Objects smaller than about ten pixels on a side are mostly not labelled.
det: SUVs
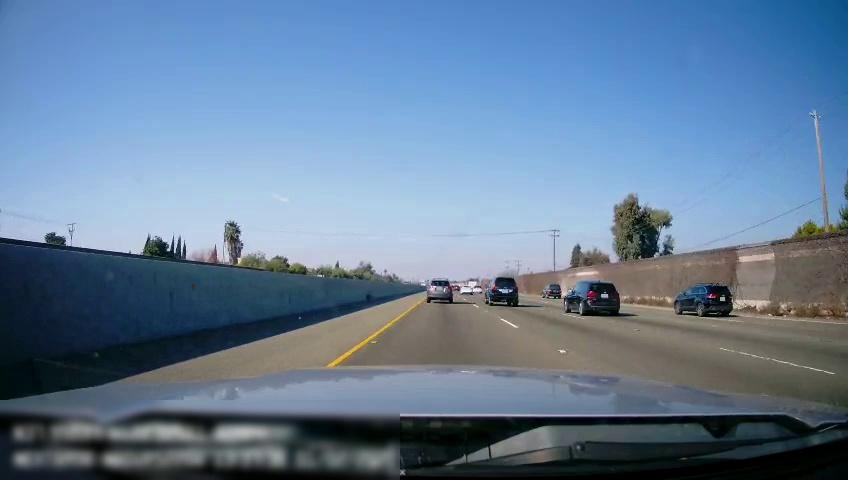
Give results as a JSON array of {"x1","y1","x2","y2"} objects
[
  {"x1": 484, "y1": 276, "x2": 519, "y2": 307},
  {"x1": 673, "y1": 282, "x2": 734, "y2": 318},
  {"x1": 426, "y1": 278, "x2": 454, "y2": 304},
  {"x1": 541, "y1": 283, "x2": 562, "y2": 299},
  {"x1": 563, "y1": 279, "x2": 621, "y2": 317}
]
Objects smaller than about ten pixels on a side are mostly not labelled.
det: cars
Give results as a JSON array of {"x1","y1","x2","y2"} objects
[
  {"x1": 471, "y1": 285, "x2": 483, "y2": 294},
  {"x1": 460, "y1": 284, "x2": 474, "y2": 296}
]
